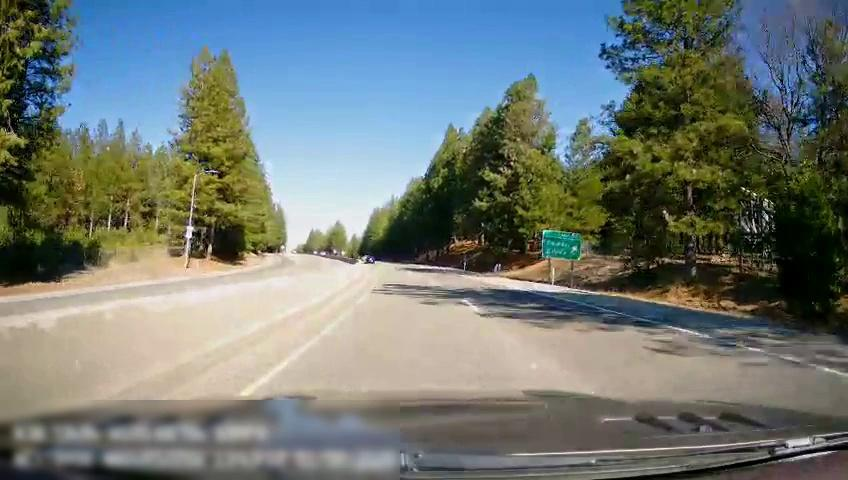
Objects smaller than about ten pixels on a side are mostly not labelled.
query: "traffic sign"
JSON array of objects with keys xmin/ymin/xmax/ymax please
[{"xmin": 542, "ymin": 229, "xmax": 584, "ymax": 261}]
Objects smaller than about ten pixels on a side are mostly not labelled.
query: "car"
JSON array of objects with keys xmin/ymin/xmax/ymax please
[{"xmin": 364, "ymin": 255, "xmax": 376, "ymax": 265}]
